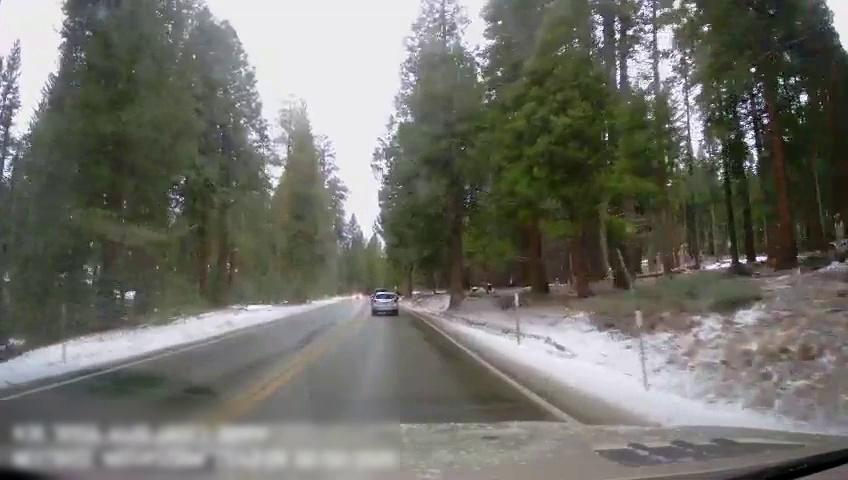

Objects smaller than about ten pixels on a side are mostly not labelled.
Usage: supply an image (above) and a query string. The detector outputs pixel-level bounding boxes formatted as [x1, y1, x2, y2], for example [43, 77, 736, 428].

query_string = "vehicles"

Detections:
[370, 292, 399, 317]
[374, 288, 391, 293]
